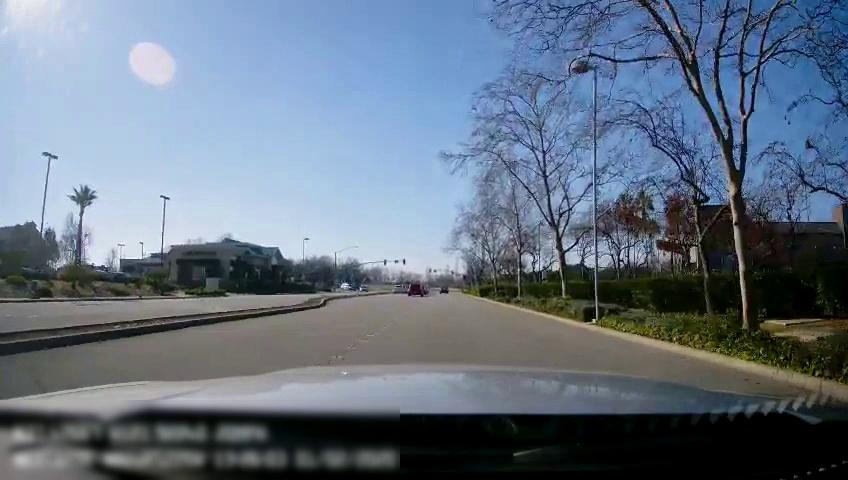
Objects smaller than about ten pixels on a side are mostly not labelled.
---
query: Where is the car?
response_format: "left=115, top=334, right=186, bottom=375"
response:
left=408, top=284, right=424, bottom=297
